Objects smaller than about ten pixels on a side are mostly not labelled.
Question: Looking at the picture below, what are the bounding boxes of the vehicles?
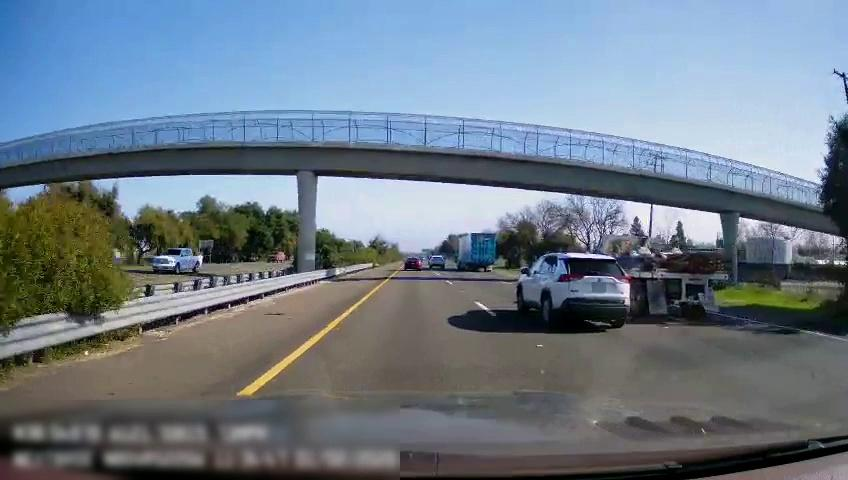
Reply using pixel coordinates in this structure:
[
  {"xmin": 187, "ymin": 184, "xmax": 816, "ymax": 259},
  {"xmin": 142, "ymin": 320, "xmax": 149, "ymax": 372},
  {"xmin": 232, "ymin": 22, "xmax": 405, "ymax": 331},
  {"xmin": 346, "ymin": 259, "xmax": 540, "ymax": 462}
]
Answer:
[
  {"xmin": 516, "ymin": 252, "xmax": 632, "ymax": 332},
  {"xmin": 428, "ymin": 256, "xmax": 446, "ymax": 269},
  {"xmin": 151, "ymin": 247, "xmax": 202, "ymax": 275},
  {"xmin": 456, "ymin": 232, "xmax": 496, "ymax": 273},
  {"xmin": 402, "ymin": 255, "xmax": 422, "ymax": 272},
  {"xmin": 267, "ymin": 251, "xmax": 286, "ymax": 264},
  {"xmin": 599, "ymin": 235, "xmax": 732, "ymax": 325}
]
